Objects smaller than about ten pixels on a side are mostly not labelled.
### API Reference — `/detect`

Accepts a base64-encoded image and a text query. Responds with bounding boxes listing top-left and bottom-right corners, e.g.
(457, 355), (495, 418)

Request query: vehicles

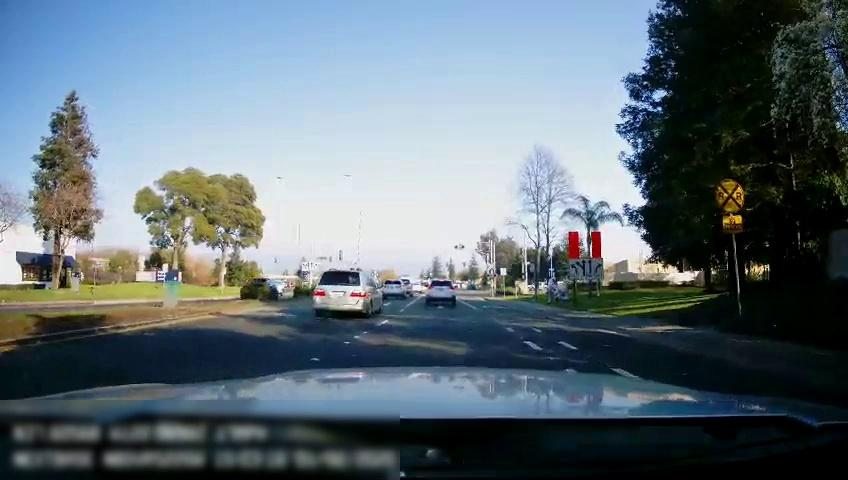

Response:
(424, 277), (457, 306)
(400, 278), (415, 298)
(381, 279), (407, 299)
(311, 270), (384, 318)
(411, 283), (422, 294)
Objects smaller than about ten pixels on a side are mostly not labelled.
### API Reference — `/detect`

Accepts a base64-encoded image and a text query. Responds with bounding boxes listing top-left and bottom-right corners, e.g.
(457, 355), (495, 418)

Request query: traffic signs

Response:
(566, 256), (605, 282)
(721, 214), (744, 233)
(301, 262), (317, 273)
(715, 177), (746, 213)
